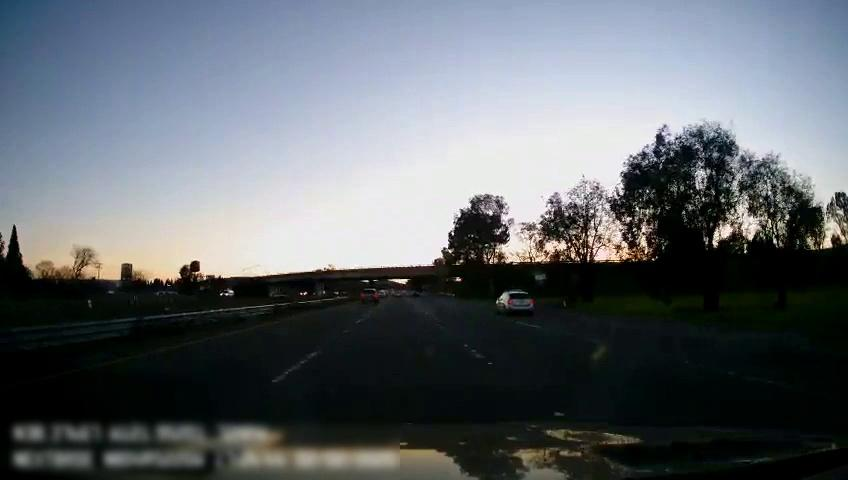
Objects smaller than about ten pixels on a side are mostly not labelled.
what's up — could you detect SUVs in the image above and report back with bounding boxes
[361,288,378,303]
[493,291,534,317]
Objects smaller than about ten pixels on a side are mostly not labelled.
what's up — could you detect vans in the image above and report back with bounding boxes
[220,290,234,298]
